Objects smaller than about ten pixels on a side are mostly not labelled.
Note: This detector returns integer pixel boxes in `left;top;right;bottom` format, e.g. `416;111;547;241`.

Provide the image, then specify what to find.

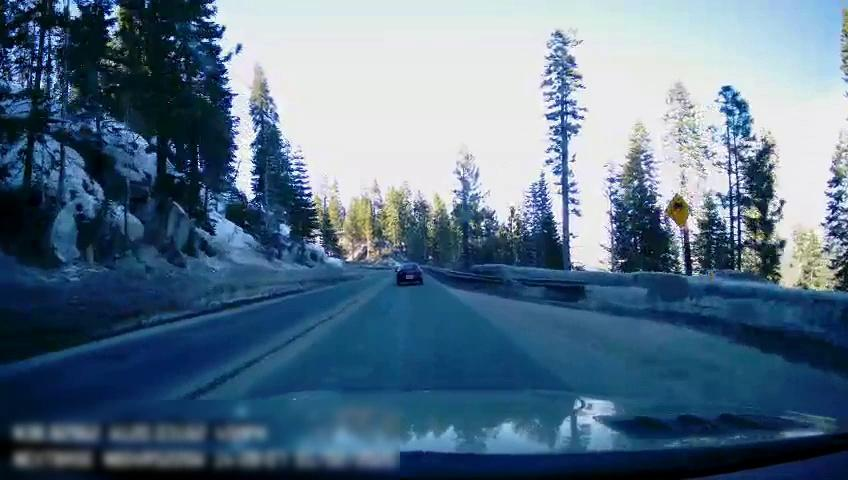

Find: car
393;261;424;286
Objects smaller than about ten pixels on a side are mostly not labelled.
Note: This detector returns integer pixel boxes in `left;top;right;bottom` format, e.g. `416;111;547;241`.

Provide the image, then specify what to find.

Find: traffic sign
665;192;694;227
